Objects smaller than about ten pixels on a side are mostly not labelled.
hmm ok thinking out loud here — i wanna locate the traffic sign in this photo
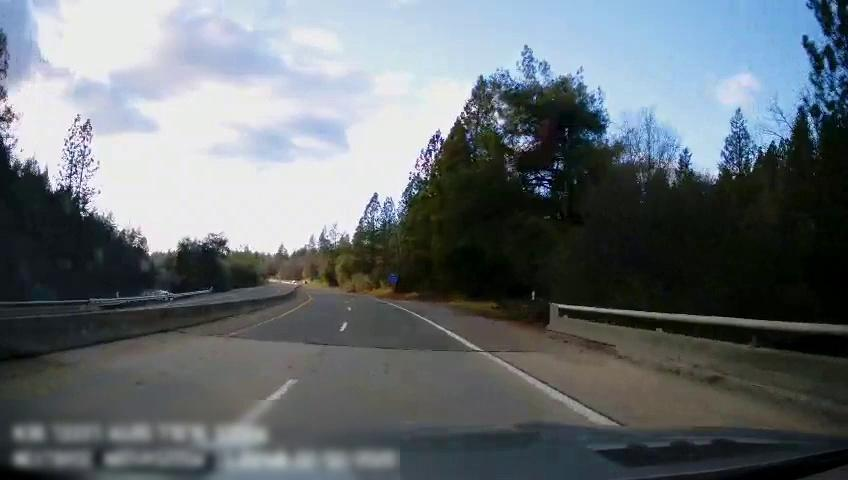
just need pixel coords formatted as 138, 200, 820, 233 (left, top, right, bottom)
388, 272, 398, 283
